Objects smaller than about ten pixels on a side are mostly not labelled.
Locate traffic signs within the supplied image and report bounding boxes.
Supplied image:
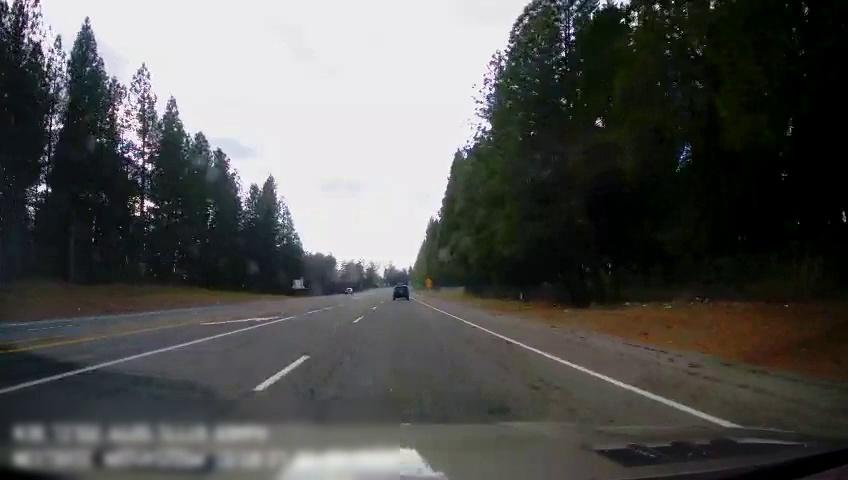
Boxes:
[424,278,432,289]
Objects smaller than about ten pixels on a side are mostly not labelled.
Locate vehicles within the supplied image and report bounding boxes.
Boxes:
[344,287,353,295]
[393,286,409,301]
